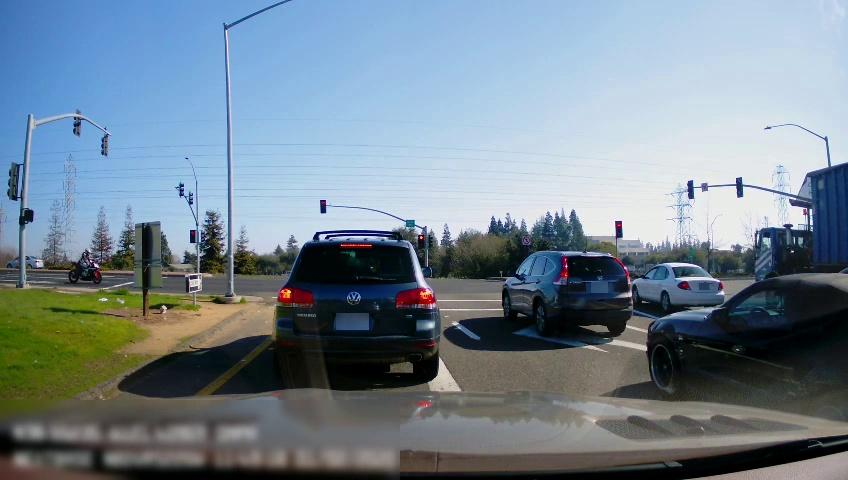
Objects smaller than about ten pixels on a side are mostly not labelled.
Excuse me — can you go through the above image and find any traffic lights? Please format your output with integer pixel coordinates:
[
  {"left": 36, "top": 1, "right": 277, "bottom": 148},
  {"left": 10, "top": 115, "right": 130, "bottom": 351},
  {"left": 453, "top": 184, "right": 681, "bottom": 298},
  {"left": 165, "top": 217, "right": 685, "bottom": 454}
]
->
[
  {"left": 101, "top": 134, "right": 109, "bottom": 157},
  {"left": 429, "top": 237, "right": 435, "bottom": 250},
  {"left": 417, "top": 236, "right": 425, "bottom": 248},
  {"left": 615, "top": 221, "right": 625, "bottom": 240},
  {"left": 23, "top": 209, "right": 34, "bottom": 223},
  {"left": 6, "top": 164, "right": 18, "bottom": 202},
  {"left": 190, "top": 230, "right": 197, "bottom": 244},
  {"left": 176, "top": 182, "right": 185, "bottom": 198},
  {"left": 686, "top": 179, "right": 695, "bottom": 201},
  {"left": 320, "top": 199, "right": 327, "bottom": 214},
  {"left": 188, "top": 192, "right": 195, "bottom": 206},
  {"left": 71, "top": 112, "right": 82, "bottom": 137}
]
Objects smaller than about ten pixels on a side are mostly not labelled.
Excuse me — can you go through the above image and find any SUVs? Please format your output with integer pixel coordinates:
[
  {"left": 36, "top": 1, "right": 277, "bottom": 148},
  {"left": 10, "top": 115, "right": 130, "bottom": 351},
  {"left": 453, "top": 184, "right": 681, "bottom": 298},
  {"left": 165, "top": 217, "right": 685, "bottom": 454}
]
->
[
  {"left": 500, "top": 250, "right": 634, "bottom": 338},
  {"left": 272, "top": 239, "right": 442, "bottom": 383}
]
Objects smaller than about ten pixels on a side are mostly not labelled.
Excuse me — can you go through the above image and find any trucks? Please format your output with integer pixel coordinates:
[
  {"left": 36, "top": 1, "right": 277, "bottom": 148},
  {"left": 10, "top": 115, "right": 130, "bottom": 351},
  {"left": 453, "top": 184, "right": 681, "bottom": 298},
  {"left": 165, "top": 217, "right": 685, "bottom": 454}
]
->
[{"left": 751, "top": 162, "right": 848, "bottom": 283}]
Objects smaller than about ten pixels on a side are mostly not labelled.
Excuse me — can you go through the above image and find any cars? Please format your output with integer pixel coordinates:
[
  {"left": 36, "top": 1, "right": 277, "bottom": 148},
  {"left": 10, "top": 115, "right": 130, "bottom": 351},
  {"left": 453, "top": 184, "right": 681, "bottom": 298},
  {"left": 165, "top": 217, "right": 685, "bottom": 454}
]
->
[
  {"left": 645, "top": 274, "right": 848, "bottom": 415},
  {"left": 7, "top": 256, "right": 45, "bottom": 271},
  {"left": 631, "top": 262, "right": 728, "bottom": 314}
]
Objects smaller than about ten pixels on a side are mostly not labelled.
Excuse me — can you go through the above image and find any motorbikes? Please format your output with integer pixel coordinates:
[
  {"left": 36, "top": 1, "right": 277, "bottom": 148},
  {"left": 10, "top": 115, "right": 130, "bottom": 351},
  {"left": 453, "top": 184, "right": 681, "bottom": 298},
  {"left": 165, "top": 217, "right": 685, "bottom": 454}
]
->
[{"left": 67, "top": 248, "right": 103, "bottom": 286}]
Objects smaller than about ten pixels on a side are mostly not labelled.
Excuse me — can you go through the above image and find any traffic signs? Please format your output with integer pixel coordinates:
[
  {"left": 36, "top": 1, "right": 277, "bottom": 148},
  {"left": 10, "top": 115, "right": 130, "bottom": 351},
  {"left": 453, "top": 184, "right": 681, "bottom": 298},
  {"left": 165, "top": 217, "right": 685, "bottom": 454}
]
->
[{"left": 405, "top": 220, "right": 416, "bottom": 229}]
